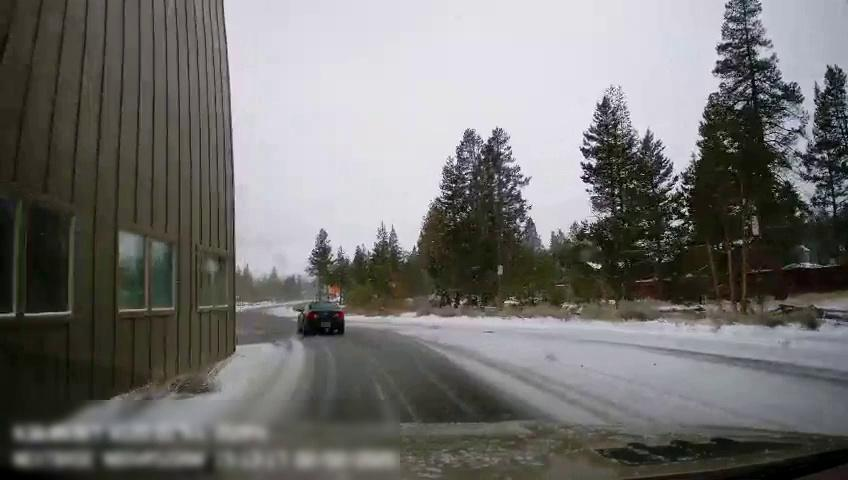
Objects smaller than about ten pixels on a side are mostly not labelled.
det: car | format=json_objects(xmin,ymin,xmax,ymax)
[{"xmin": 297, "ymin": 301, "xmax": 344, "ymax": 335}]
